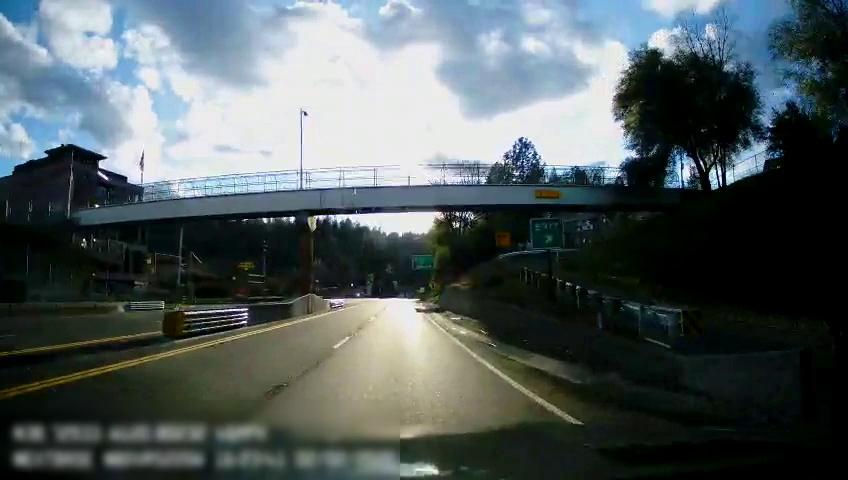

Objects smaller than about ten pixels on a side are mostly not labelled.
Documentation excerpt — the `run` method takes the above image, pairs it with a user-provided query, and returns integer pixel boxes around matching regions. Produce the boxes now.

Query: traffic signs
[529,219,565,249]
[683,308,703,340]
[410,253,436,272]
